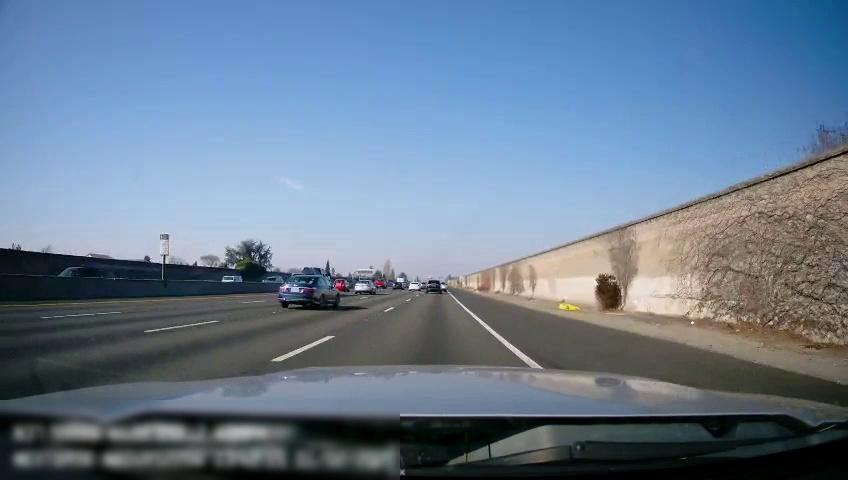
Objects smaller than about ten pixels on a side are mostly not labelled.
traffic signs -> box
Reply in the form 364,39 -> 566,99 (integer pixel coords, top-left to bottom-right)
159,232 -> 170,256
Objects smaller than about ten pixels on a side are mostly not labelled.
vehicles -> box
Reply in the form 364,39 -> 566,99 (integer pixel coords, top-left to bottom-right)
330,279 -> 349,293
290,266 -> 334,299
434,281 -> 448,294
408,281 -> 422,292
425,280 -> 441,295
392,281 -> 405,291
354,279 -> 376,295
276,274 -> 341,311
57,266 -> 97,279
